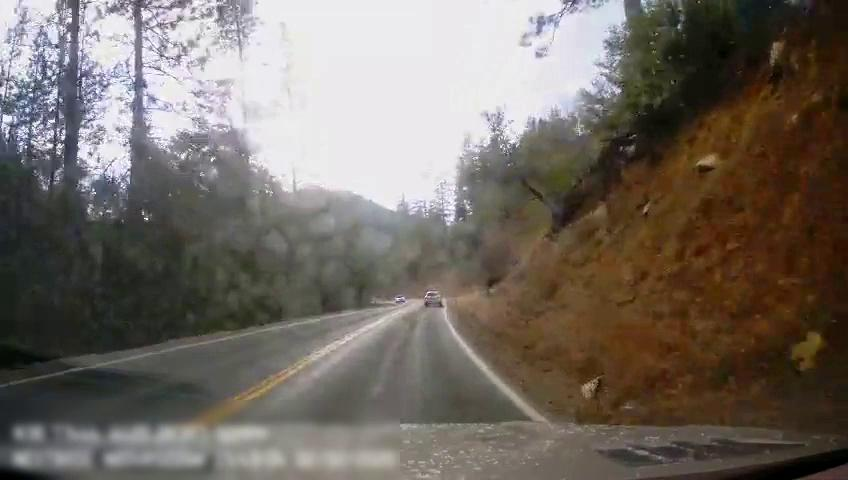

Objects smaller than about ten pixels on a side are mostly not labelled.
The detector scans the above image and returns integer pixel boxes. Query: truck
[394,294,406,304]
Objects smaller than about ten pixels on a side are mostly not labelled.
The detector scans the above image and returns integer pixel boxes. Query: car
[423,289,443,308]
